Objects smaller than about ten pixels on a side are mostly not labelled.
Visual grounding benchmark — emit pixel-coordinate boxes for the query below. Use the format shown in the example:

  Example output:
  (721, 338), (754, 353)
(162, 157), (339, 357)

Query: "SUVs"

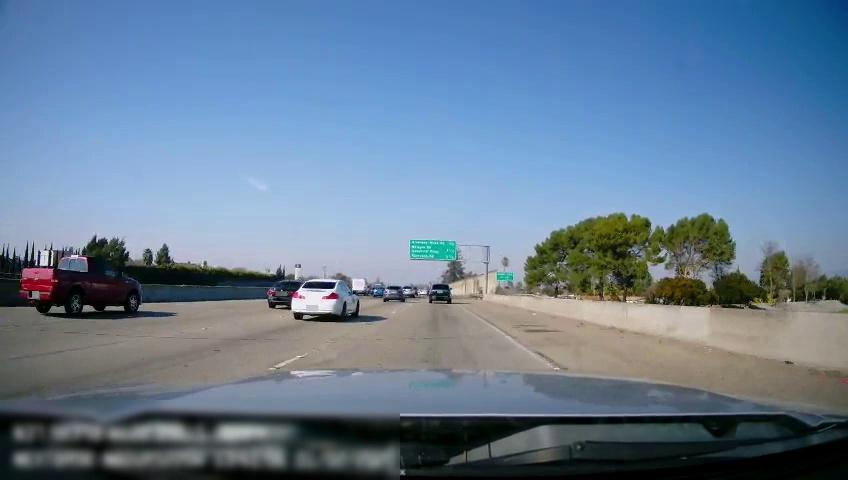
(383, 284), (406, 303)
(427, 283), (453, 304)
(399, 285), (416, 299)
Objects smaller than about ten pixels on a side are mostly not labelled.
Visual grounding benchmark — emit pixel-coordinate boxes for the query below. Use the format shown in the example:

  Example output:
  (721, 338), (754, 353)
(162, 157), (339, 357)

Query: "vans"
(351, 277), (369, 297)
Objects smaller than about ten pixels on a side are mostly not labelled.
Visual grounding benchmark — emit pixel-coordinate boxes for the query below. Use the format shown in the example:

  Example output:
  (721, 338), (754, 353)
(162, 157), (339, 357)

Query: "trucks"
(19, 255), (143, 318)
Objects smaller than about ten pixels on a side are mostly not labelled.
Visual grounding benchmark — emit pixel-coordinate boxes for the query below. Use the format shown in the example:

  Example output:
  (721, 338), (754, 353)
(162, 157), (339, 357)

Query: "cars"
(372, 286), (386, 298)
(290, 279), (361, 323)
(266, 280), (319, 310)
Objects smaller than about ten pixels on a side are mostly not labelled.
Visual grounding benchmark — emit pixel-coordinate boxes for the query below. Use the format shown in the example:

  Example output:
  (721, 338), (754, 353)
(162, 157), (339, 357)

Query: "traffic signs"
(409, 239), (457, 262)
